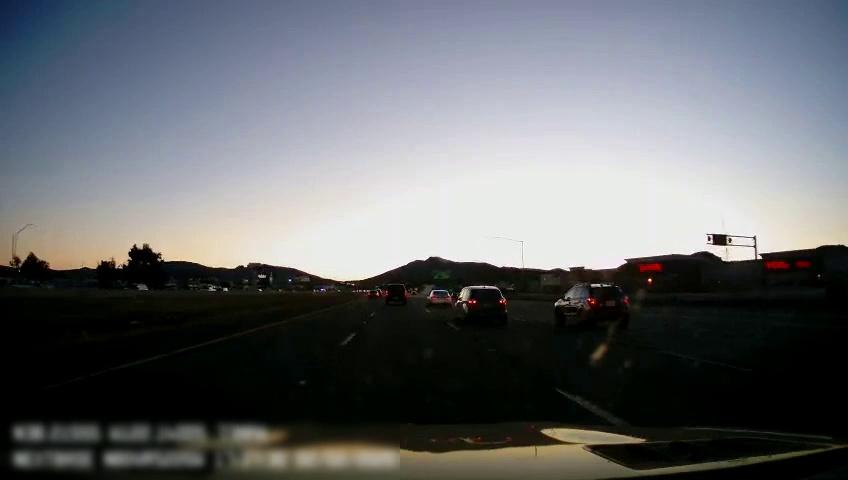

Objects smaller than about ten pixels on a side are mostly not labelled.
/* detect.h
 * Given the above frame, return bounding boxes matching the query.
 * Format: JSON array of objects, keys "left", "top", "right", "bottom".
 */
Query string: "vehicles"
[
  {"left": 385, "top": 283, "right": 408, "bottom": 304},
  {"left": 197, "top": 285, "right": 217, "bottom": 292},
  {"left": 454, "top": 285, "right": 508, "bottom": 325},
  {"left": 426, "top": 289, "right": 452, "bottom": 307},
  {"left": 123, "top": 283, "right": 149, "bottom": 291},
  {"left": 367, "top": 289, "right": 380, "bottom": 300},
  {"left": 216, "top": 287, "right": 229, "bottom": 292},
  {"left": 552, "top": 283, "right": 632, "bottom": 334}
]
